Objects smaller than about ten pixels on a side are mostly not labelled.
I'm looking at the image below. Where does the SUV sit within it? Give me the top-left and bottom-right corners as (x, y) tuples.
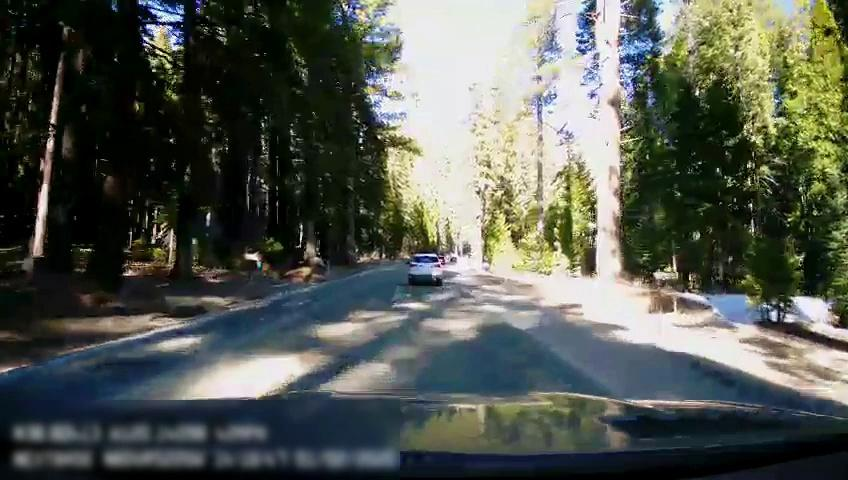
(407, 253), (443, 287)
